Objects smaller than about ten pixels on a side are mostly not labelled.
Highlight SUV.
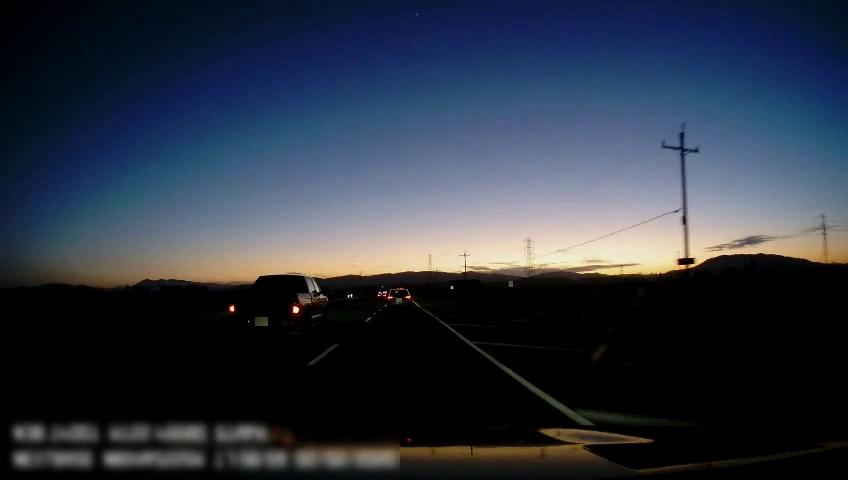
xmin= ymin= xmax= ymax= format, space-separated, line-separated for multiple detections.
xmin=387 ymin=288 xmax=412 ymax=309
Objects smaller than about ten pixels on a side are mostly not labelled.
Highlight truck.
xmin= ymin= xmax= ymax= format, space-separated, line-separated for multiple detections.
xmin=227 ymin=274 xmax=331 ymax=338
